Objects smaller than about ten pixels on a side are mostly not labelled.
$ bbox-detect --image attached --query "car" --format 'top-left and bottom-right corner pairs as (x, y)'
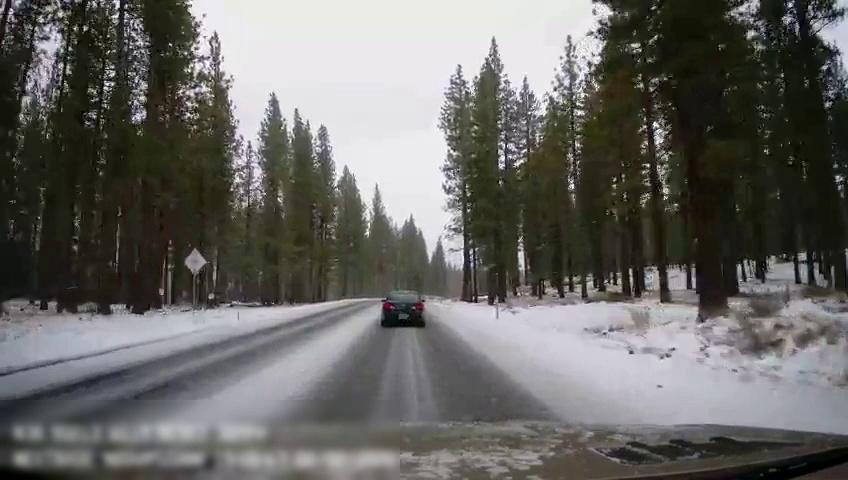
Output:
(380, 291), (426, 326)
